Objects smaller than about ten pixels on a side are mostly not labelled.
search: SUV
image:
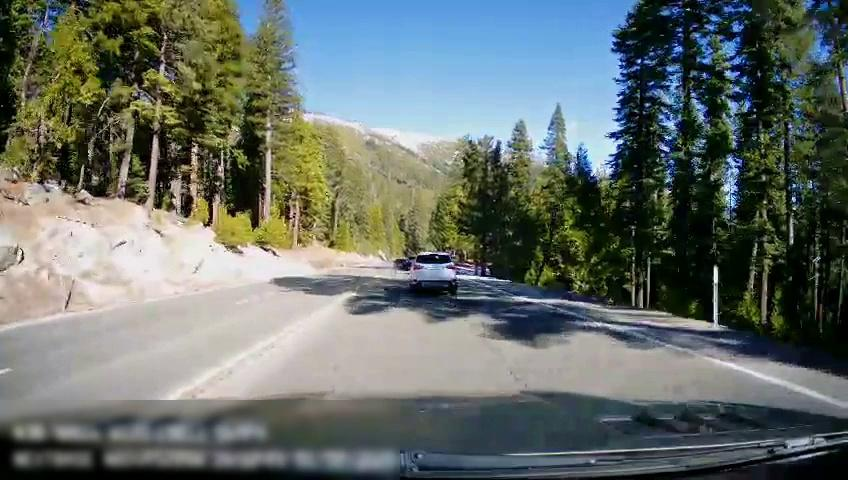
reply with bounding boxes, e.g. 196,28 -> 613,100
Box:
409,251 -> 458,297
